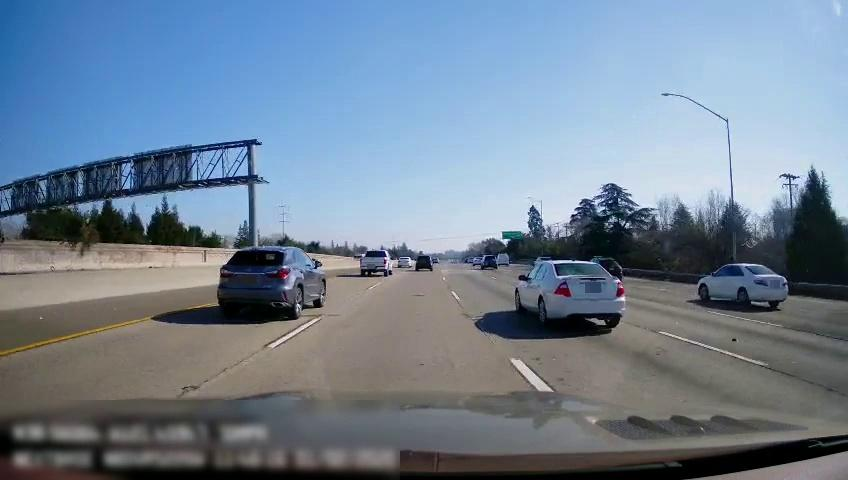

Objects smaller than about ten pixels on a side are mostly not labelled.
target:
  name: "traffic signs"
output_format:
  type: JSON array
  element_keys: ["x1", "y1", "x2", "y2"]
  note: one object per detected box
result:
[
  {"x1": 82, "y1": 155, "x2": 123, "y2": 199},
  {"x1": 45, "y1": 165, "x2": 79, "y2": 206},
  {"x1": 9, "y1": 175, "x2": 40, "y2": 212},
  {"x1": 501, "y1": 230, "x2": 523, "y2": 241},
  {"x1": 133, "y1": 144, "x2": 194, "y2": 190}
]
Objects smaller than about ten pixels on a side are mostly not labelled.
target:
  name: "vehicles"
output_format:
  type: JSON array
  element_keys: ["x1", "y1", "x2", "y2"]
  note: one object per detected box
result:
[
  {"x1": 472, "y1": 256, "x2": 484, "y2": 267},
  {"x1": 415, "y1": 255, "x2": 433, "y2": 272},
  {"x1": 397, "y1": 256, "x2": 413, "y2": 268},
  {"x1": 513, "y1": 259, "x2": 626, "y2": 329},
  {"x1": 214, "y1": 244, "x2": 328, "y2": 321},
  {"x1": 480, "y1": 255, "x2": 498, "y2": 271},
  {"x1": 531, "y1": 256, "x2": 554, "y2": 269},
  {"x1": 587, "y1": 255, "x2": 624, "y2": 283},
  {"x1": 359, "y1": 249, "x2": 395, "y2": 278},
  {"x1": 495, "y1": 253, "x2": 510, "y2": 267},
  {"x1": 696, "y1": 263, "x2": 789, "y2": 309}
]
